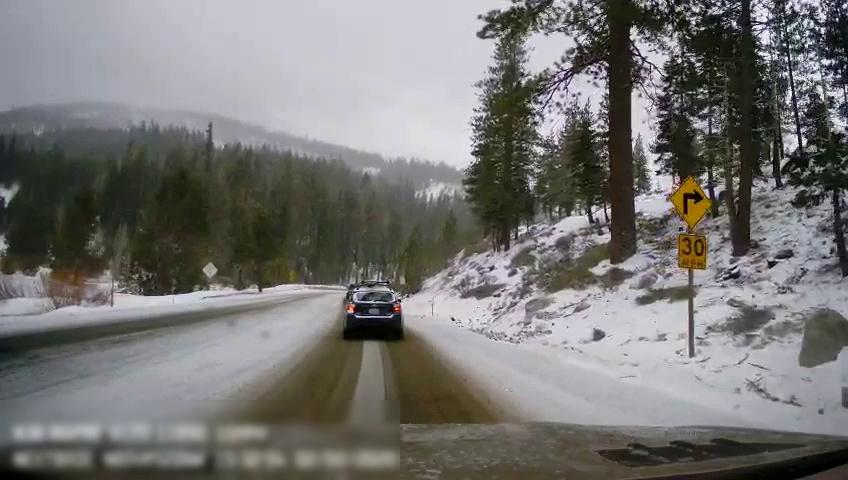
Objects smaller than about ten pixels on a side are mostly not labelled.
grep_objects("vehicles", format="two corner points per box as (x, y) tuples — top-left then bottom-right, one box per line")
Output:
(341, 280), (404, 341)
(345, 284), (363, 302)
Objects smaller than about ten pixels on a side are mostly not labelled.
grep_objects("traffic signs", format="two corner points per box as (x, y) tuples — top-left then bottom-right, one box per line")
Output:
(202, 261), (219, 278)
(676, 233), (708, 270)
(669, 175), (713, 232)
